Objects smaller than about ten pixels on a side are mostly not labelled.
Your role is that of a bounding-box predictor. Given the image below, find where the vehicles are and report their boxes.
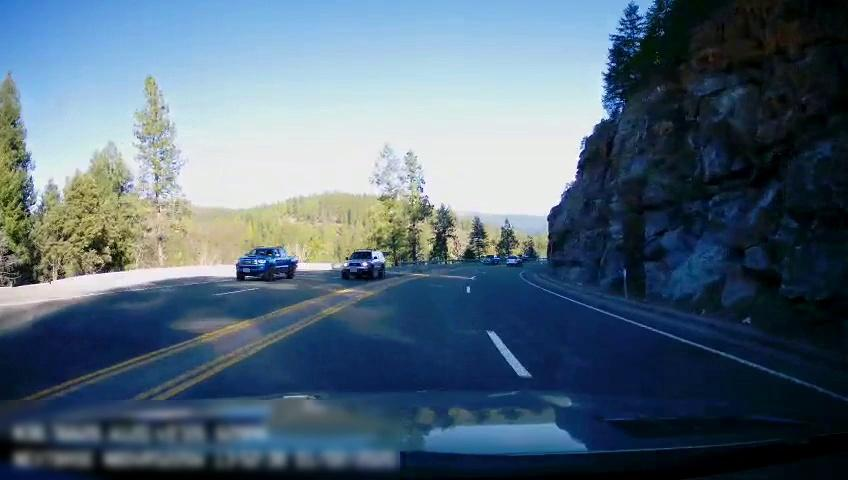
[234,246,299,282]
[481,254,501,265]
[506,254,523,267]
[341,250,387,281]
[516,253,529,262]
